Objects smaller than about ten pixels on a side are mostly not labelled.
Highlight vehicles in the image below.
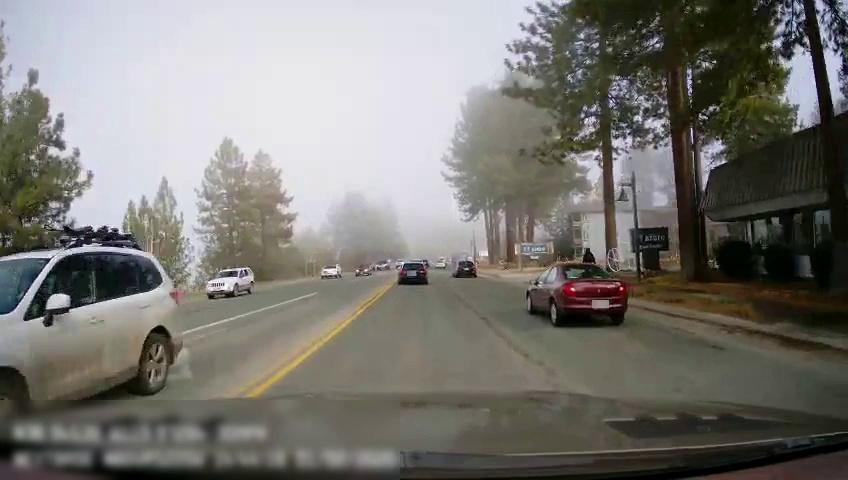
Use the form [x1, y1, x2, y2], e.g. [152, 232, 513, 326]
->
[456, 261, 477, 278]
[354, 264, 373, 277]
[320, 264, 343, 279]
[207, 267, 255, 300]
[399, 262, 427, 285]
[376, 260, 391, 271]
[434, 260, 446, 269]
[525, 262, 629, 327]
[0, 226, 185, 419]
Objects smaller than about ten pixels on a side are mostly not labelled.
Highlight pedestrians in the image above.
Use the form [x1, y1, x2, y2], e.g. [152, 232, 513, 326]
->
[582, 250, 594, 263]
